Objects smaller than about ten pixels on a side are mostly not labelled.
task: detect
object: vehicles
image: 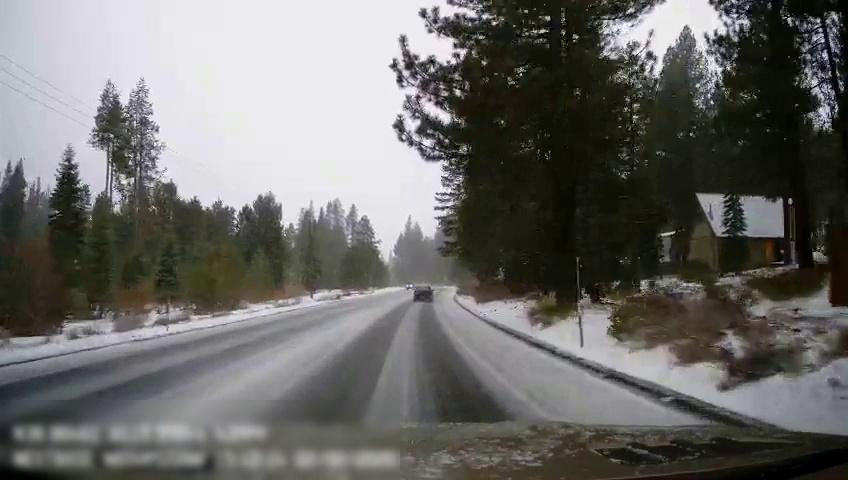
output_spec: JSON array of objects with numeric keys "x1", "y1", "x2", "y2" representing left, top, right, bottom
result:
[
  {"x1": 413, "y1": 285, "x2": 435, "y2": 303},
  {"x1": 405, "y1": 280, "x2": 416, "y2": 291}
]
